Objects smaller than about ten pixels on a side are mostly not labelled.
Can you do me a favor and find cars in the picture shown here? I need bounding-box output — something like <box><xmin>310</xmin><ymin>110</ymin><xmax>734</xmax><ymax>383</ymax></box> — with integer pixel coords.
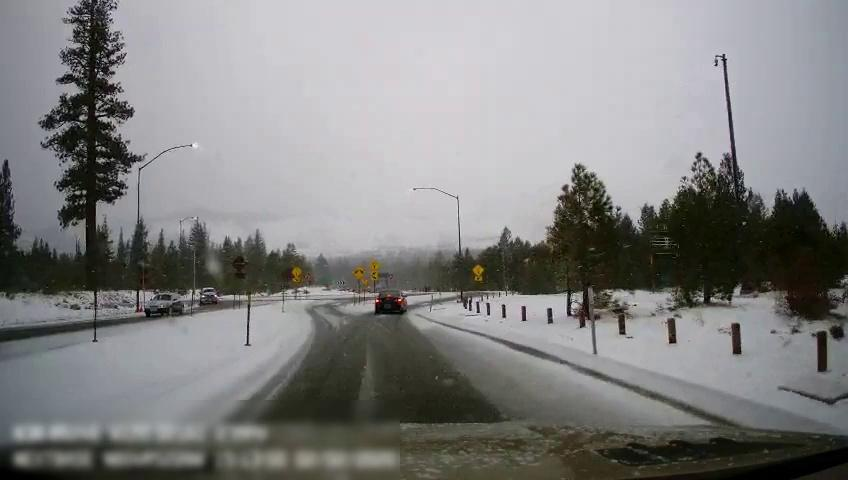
<box><xmin>145</xmin><ymin>293</ymin><xmax>184</xmax><ymax>317</ymax></box>
<box><xmin>374</xmin><ymin>290</ymin><xmax>408</xmax><ymax>314</ymax></box>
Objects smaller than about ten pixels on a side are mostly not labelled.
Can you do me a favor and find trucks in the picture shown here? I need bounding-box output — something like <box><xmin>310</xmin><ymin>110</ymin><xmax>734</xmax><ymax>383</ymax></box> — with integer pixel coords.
<box><xmin>200</xmin><ymin>287</ymin><xmax>218</xmax><ymax>304</ymax></box>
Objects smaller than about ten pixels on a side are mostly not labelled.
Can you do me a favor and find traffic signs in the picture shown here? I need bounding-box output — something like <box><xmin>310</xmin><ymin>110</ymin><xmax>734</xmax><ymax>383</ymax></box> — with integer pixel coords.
<box><xmin>472</xmin><ymin>264</ymin><xmax>484</xmax><ymax>276</ymax></box>
<box><xmin>292</xmin><ymin>267</ymin><xmax>301</xmax><ymax>278</ymax></box>
<box><xmin>352</xmin><ymin>266</ymin><xmax>365</xmax><ymax>279</ymax></box>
